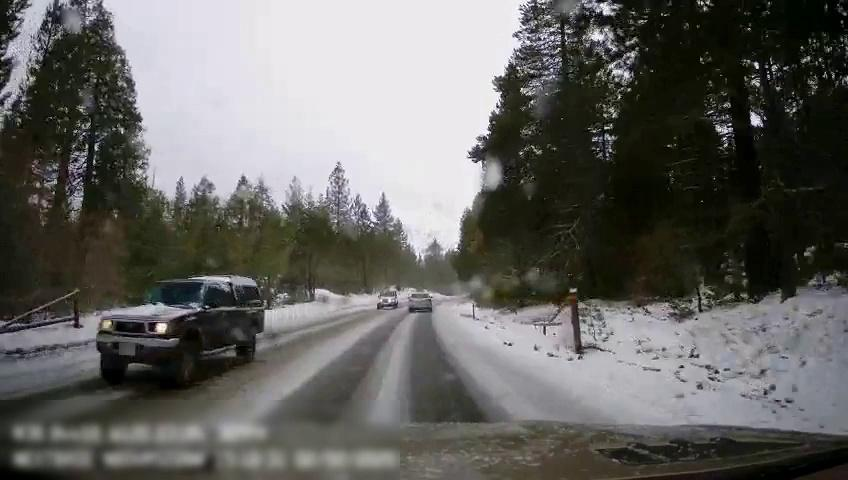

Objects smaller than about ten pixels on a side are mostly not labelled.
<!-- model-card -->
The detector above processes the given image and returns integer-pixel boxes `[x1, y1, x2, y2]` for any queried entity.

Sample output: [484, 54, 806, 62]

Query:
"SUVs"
[407, 294, 434, 314]
[93, 275, 266, 390]
[376, 290, 399, 310]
